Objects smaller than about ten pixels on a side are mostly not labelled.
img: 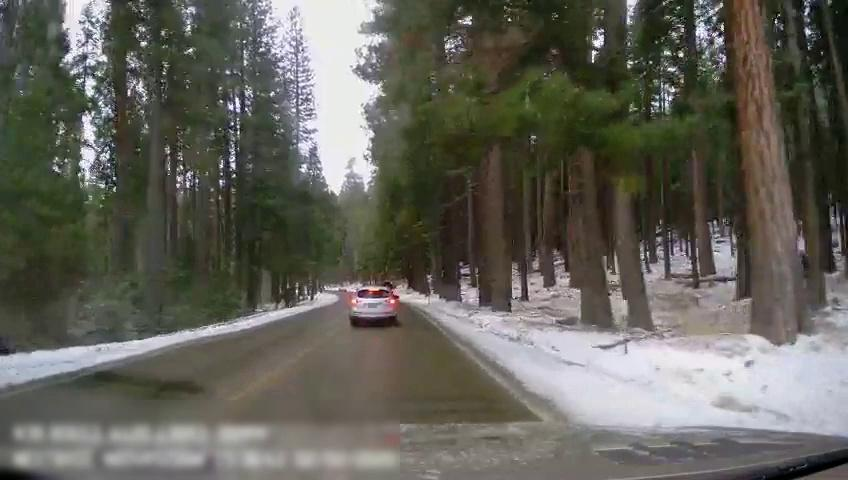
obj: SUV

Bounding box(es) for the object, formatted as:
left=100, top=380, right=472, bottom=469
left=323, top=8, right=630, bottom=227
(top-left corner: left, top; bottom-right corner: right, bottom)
left=349, top=285, right=400, bottom=326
